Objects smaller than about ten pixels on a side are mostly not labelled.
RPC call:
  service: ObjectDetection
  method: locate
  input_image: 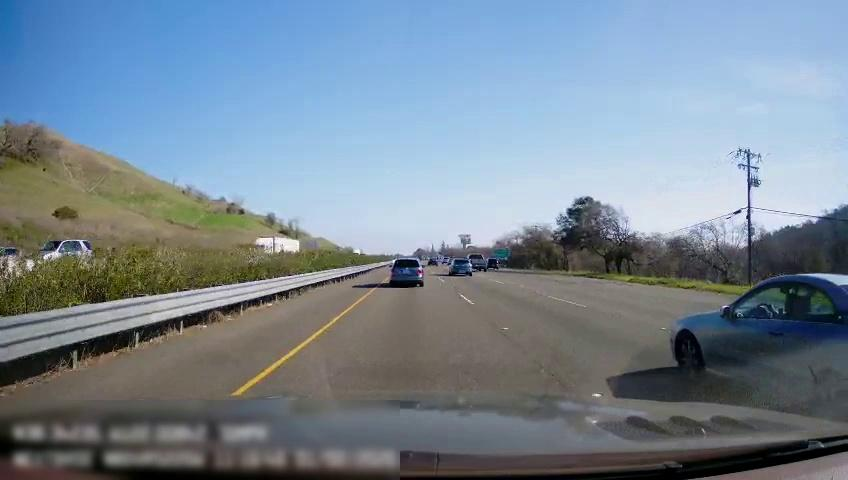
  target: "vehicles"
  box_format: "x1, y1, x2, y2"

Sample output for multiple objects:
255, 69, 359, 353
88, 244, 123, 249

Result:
248, 237, 300, 265
486, 257, 500, 270
669, 272, 848, 428
448, 259, 472, 277
389, 259, 426, 289
427, 257, 439, 266
0, 246, 41, 275
468, 255, 487, 272
23, 240, 97, 261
